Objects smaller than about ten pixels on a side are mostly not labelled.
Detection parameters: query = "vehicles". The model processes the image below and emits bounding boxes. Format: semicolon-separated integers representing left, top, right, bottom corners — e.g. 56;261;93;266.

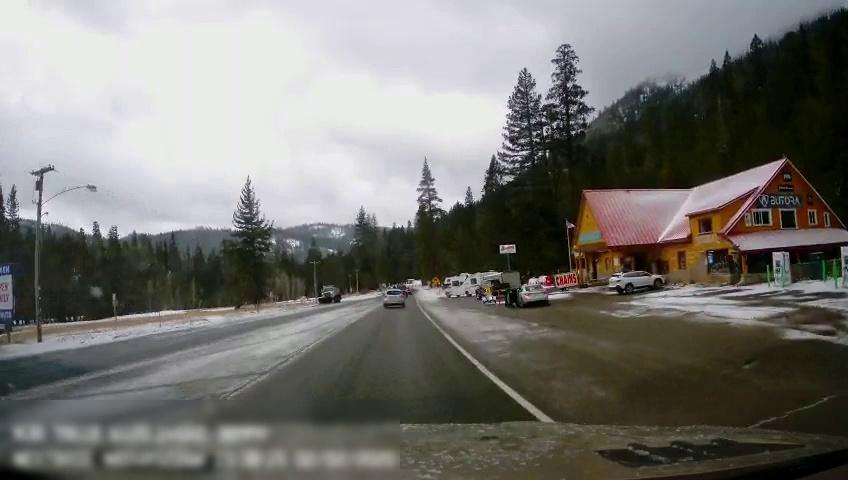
475;279;511;300
318;286;342;304
383;288;405;308
608;270;665;294
507;284;548;308
396;285;409;298
444;272;521;298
